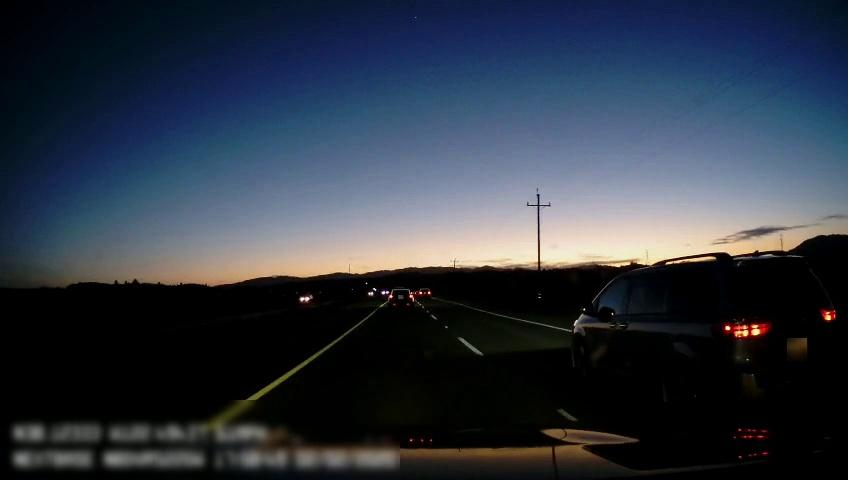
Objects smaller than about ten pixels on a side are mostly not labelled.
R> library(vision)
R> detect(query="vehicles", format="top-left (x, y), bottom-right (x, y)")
top-left (417, 288), bottom-right (432, 301)
top-left (297, 292), bottom-right (314, 304)
top-left (387, 288), bottom-right (415, 310)
top-left (571, 252), bottom-right (846, 423)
